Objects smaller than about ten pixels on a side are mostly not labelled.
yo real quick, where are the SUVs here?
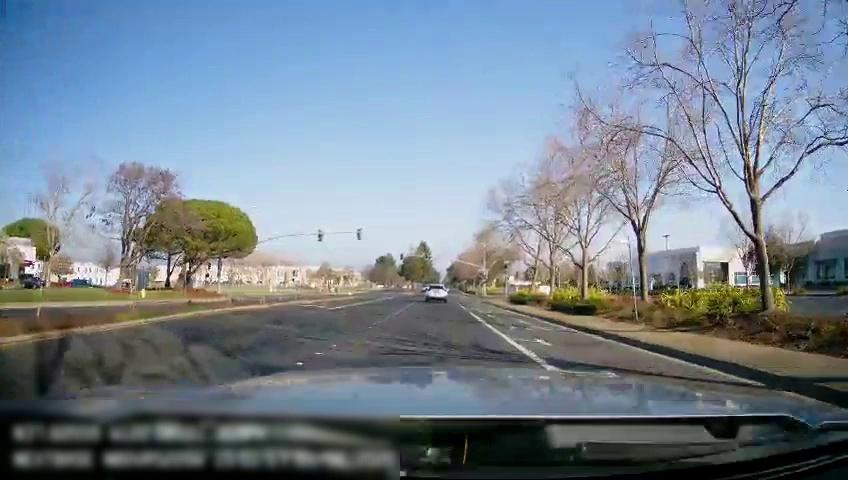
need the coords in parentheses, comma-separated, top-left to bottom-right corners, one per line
(424, 284, 449, 304)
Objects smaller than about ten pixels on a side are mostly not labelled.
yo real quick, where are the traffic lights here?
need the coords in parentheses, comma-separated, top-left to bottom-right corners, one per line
(356, 227, 362, 241)
(315, 226, 324, 244)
